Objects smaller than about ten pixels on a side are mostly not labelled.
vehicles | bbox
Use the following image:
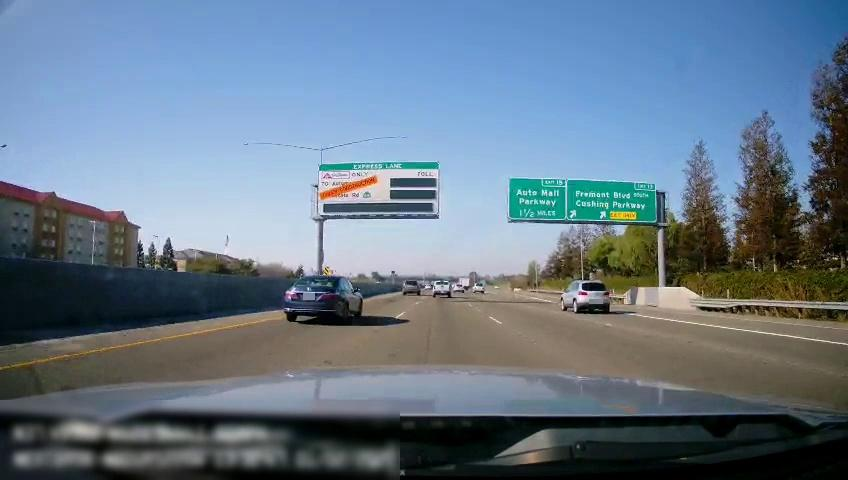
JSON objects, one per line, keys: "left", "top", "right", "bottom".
{"left": 471, "top": 282, "right": 484, "bottom": 293}
{"left": 459, "top": 278, "right": 469, "bottom": 291}
{"left": 401, "top": 279, "right": 422, "bottom": 296}
{"left": 560, "top": 280, "right": 610, "bottom": 314}
{"left": 283, "top": 274, "right": 365, "bottom": 325}
{"left": 453, "top": 283, "right": 465, "bottom": 294}
{"left": 432, "top": 280, "right": 451, "bottom": 298}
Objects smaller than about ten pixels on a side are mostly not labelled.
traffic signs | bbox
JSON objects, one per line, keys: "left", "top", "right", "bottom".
{"left": 506, "top": 176, "right": 567, "bottom": 220}
{"left": 567, "top": 177, "right": 658, "bottom": 223}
